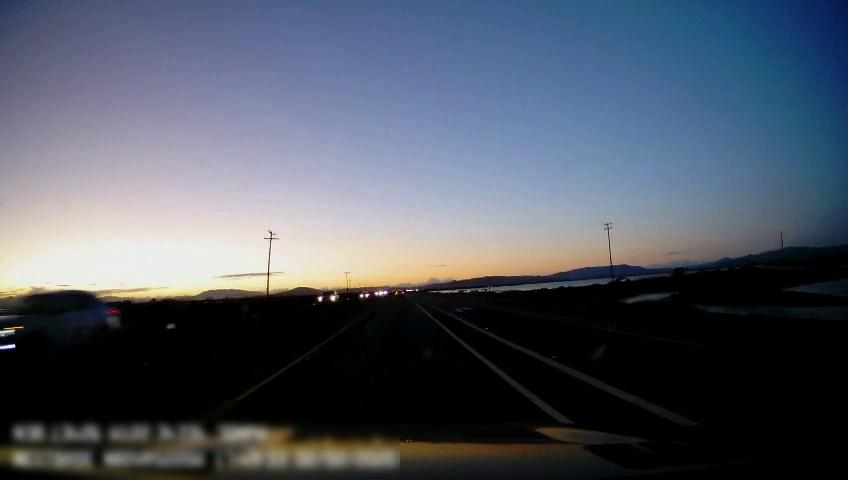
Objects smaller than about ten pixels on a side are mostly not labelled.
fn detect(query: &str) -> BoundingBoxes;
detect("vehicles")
[0,289,122,355]
[394,289,405,297]
[358,290,372,300]
[316,290,340,304]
